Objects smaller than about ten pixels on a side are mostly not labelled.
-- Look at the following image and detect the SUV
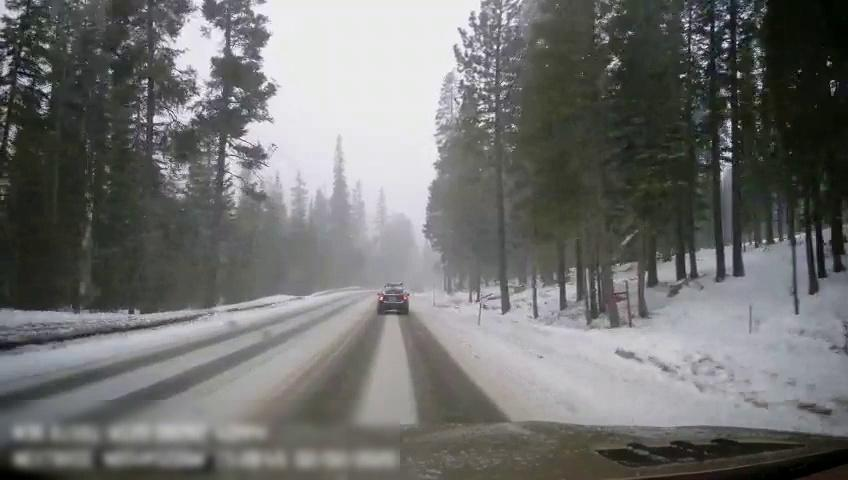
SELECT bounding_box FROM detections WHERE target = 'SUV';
[376,282,411,315]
